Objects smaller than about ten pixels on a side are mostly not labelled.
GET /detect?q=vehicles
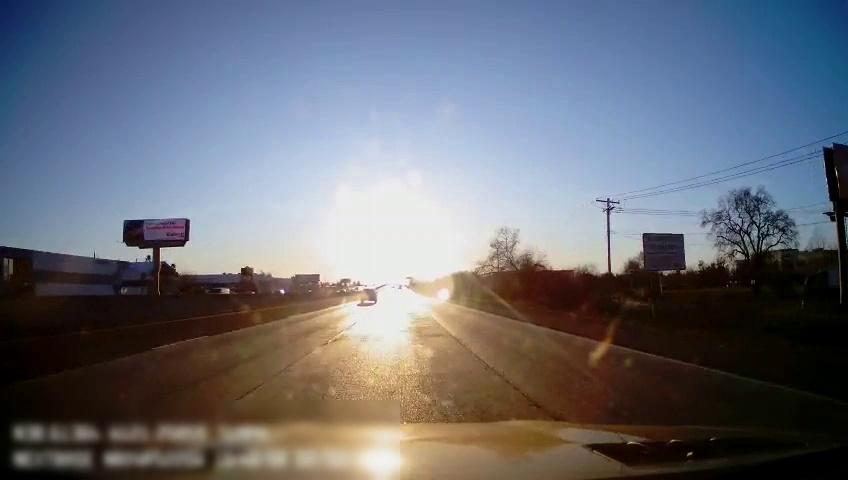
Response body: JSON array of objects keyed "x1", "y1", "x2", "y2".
[
  {"x1": 206, "y1": 288, "x2": 230, "y2": 297},
  {"x1": 360, "y1": 288, "x2": 378, "y2": 304},
  {"x1": 271, "y1": 290, "x2": 286, "y2": 298}
]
